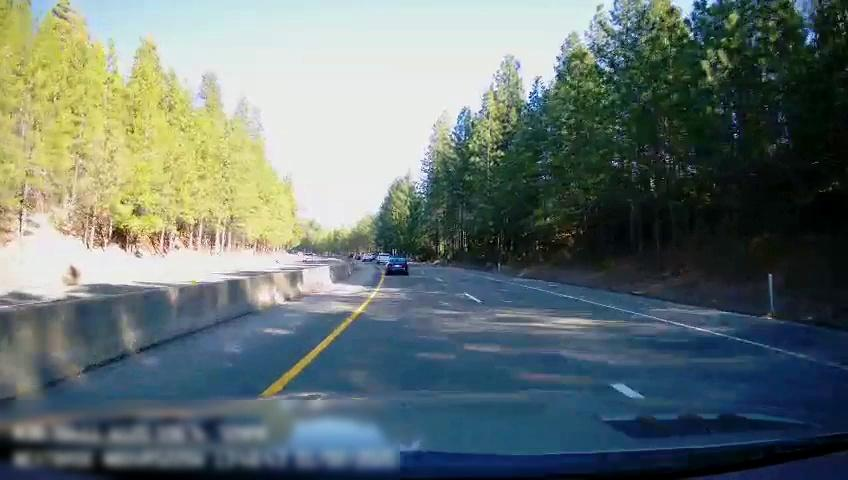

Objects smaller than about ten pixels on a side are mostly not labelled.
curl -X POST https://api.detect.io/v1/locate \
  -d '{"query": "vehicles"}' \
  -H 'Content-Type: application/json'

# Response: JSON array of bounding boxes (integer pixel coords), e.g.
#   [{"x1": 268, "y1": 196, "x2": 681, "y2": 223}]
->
[
  {"x1": 385, "y1": 257, "x2": 408, "y2": 275},
  {"x1": 376, "y1": 255, "x2": 390, "y2": 265}
]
